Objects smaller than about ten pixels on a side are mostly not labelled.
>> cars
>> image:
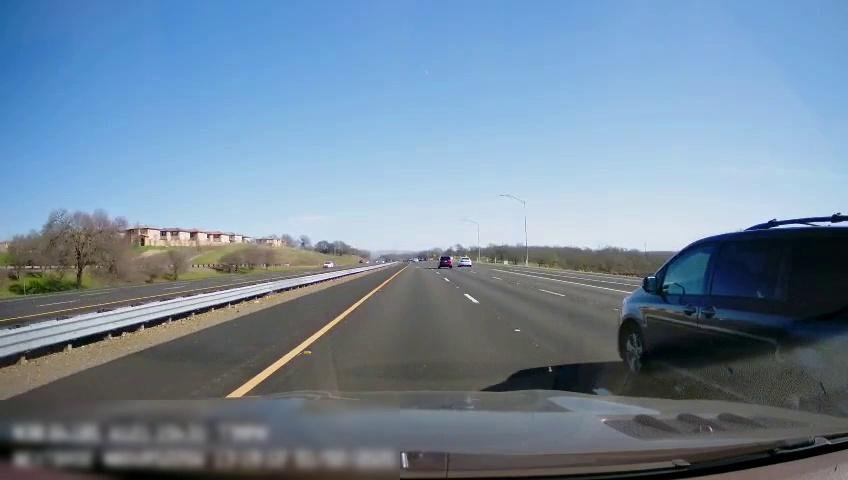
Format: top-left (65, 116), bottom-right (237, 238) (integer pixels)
top-left (437, 256), bottom-right (453, 270)
top-left (322, 260), bottom-right (334, 269)
top-left (458, 257), bottom-right (472, 267)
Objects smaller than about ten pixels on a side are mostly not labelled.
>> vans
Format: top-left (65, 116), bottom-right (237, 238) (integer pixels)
top-left (616, 226), bottom-right (848, 415)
